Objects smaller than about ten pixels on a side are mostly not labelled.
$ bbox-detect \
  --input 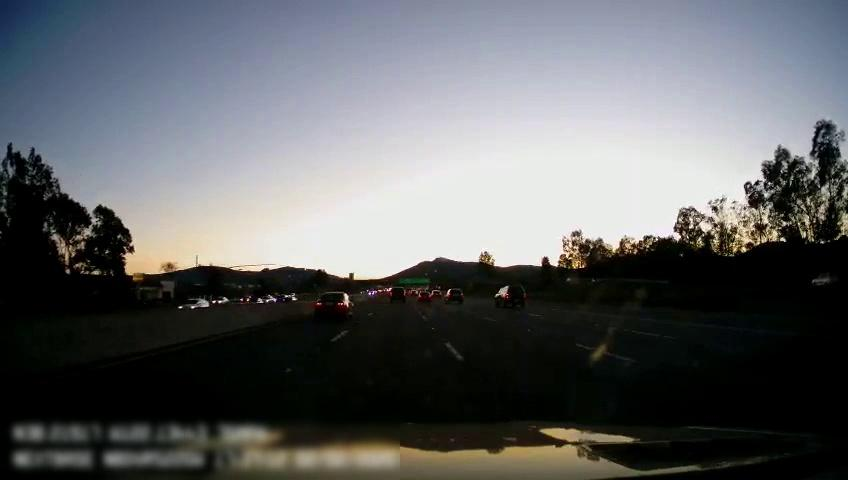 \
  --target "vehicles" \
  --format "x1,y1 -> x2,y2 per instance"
431,289 -> 442,299
444,288 -> 464,304
811,271 -> 839,287
259,294 -> 277,304
314,292 -> 354,323
416,291 -> 432,303
493,284 -> 526,307
239,295 -> 253,303
211,296 -> 230,305
281,294 -> 298,302
388,285 -> 407,304
177,298 -> 210,310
